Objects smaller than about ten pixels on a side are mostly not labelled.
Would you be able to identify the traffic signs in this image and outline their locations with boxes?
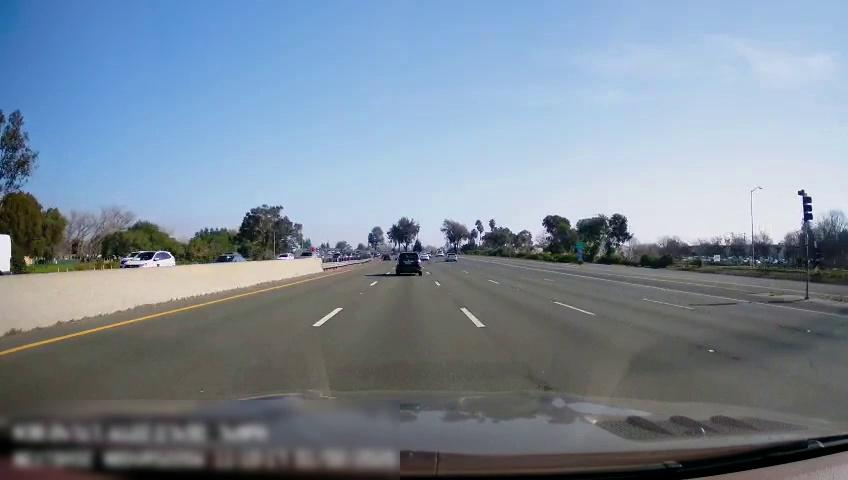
[575,241,586,250]
[577,250,584,261]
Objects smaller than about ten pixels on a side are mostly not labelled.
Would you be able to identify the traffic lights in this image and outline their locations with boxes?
[797,189,815,220]
[814,247,825,264]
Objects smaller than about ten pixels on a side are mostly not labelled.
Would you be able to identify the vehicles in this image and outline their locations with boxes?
[394,250,423,277]
[122,249,177,269]
[120,250,145,269]
[300,251,319,260]
[0,233,12,275]
[445,253,458,263]
[213,251,247,264]
[274,252,295,260]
